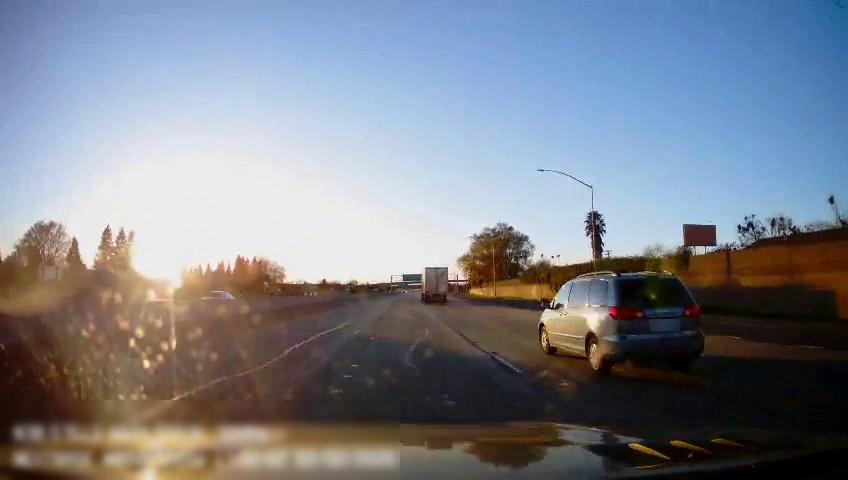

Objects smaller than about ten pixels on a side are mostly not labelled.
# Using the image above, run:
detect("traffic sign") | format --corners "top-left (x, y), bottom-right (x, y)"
top-left (403, 273), bottom-right (422, 281)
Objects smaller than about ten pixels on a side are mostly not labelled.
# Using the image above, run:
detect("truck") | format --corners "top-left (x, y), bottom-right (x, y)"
top-left (419, 267), bottom-right (449, 303)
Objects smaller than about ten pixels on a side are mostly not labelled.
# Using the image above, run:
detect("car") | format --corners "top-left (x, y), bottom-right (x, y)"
top-left (201, 291), bottom-right (234, 302)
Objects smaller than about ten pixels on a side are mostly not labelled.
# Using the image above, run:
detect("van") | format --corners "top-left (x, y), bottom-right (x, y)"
top-left (537, 271), bottom-right (705, 375)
